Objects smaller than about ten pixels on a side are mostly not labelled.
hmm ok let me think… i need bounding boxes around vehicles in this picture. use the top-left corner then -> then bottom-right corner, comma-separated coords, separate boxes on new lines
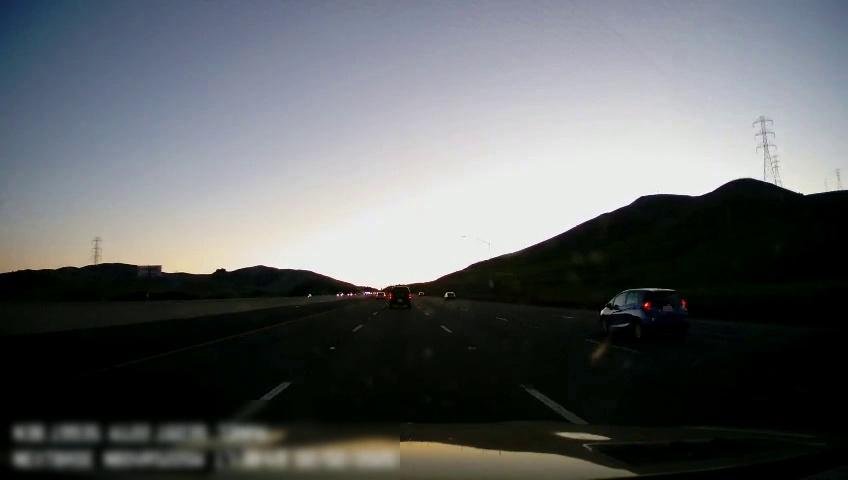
444,292 -> 456,300
375,292 -> 386,300
389,286 -> 411,308
598,289 -> 690,341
